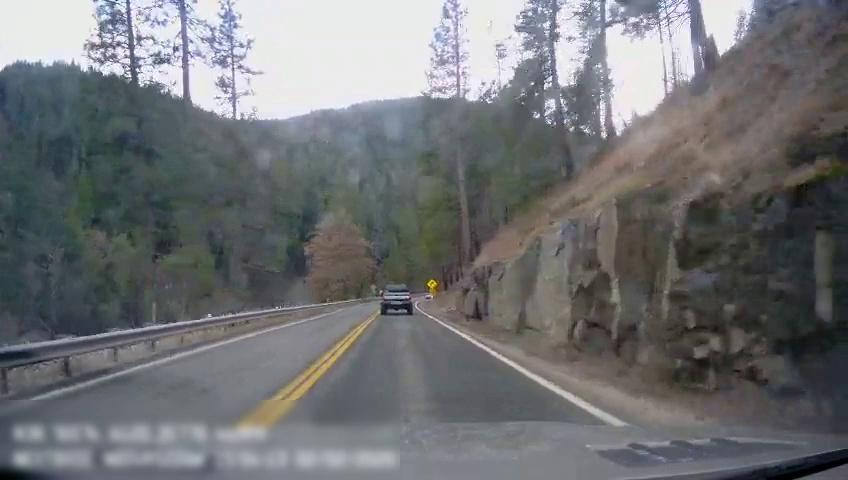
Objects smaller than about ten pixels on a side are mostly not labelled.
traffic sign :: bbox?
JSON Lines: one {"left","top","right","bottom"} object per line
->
{"left": 426, "top": 279, "right": 438, "bottom": 290}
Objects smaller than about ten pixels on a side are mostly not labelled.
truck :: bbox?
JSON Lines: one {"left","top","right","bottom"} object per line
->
{"left": 380, "top": 284, "right": 413, "bottom": 316}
